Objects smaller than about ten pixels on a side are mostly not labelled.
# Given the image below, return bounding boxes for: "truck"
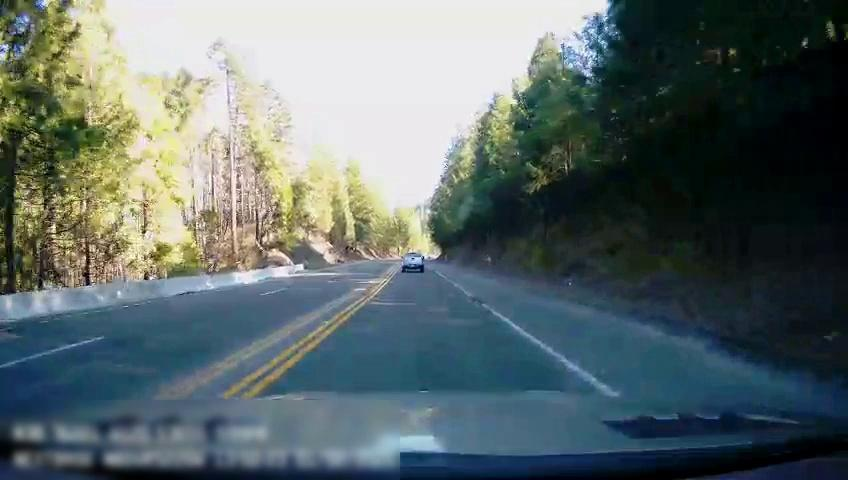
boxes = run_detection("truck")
[399,248,425,273]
